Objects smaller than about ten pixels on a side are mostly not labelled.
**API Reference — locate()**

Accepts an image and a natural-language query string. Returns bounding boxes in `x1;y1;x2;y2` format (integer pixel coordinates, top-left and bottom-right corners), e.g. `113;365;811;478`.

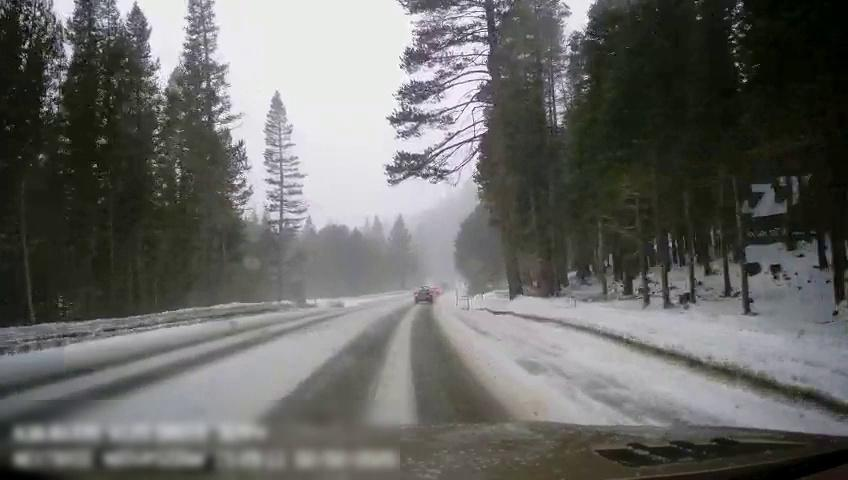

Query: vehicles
414;286;434;305
431;286;443;296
